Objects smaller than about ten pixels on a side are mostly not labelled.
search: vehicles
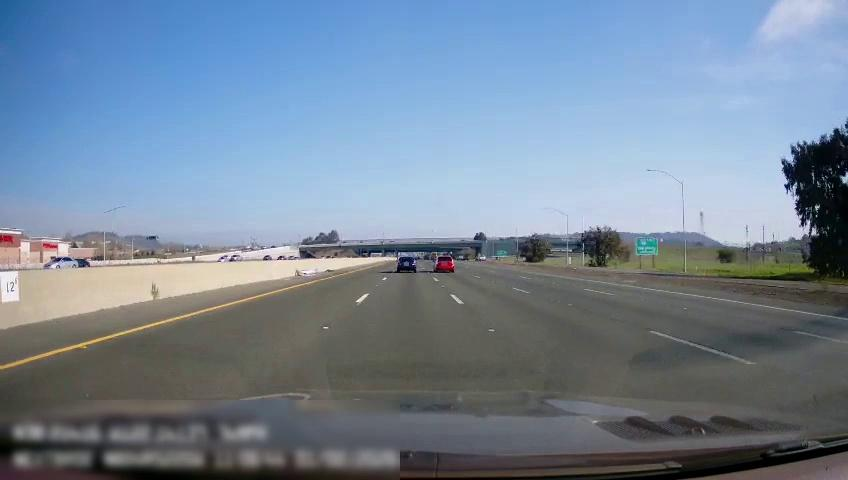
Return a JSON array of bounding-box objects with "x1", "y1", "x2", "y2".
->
[
  {"x1": 397, "y1": 256, "x2": 417, "y2": 272},
  {"x1": 42, "y1": 255, "x2": 79, "y2": 270},
  {"x1": 228, "y1": 255, "x2": 242, "y2": 263},
  {"x1": 434, "y1": 258, "x2": 455, "y2": 272},
  {"x1": 74, "y1": 258, "x2": 91, "y2": 267},
  {"x1": 216, "y1": 256, "x2": 231, "y2": 263}
]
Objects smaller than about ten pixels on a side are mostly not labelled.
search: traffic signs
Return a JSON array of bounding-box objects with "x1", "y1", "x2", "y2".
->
[
  {"x1": 635, "y1": 236, "x2": 659, "y2": 256},
  {"x1": 496, "y1": 249, "x2": 510, "y2": 257}
]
